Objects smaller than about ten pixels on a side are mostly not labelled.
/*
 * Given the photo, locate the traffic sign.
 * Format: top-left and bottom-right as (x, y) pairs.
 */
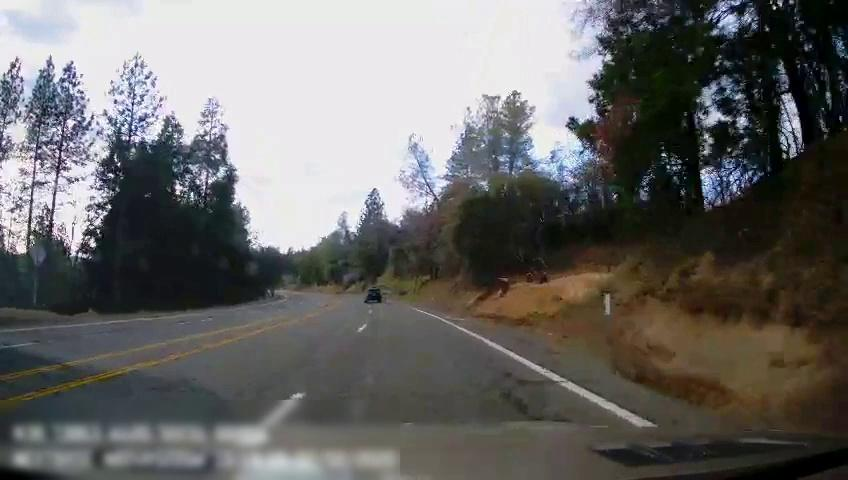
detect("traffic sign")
(29, 239), (48, 265)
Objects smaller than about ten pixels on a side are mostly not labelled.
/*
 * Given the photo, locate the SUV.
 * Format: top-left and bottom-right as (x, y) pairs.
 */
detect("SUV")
(365, 287), (383, 303)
